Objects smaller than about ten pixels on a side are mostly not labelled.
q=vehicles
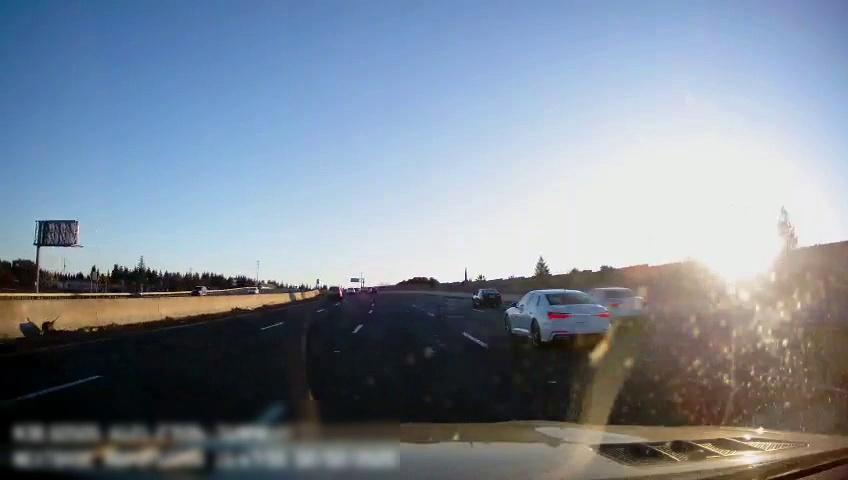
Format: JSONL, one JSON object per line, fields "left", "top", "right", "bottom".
{"left": 503, "top": 289, "right": 609, "bottom": 351}
{"left": 327, "top": 286, "right": 342, "bottom": 299}
{"left": 471, "top": 289, "right": 501, "bottom": 308}
{"left": 583, "top": 288, "right": 648, "bottom": 328}
{"left": 247, "top": 287, "right": 260, "bottom": 295}
{"left": 191, "top": 286, "right": 208, "bottom": 297}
